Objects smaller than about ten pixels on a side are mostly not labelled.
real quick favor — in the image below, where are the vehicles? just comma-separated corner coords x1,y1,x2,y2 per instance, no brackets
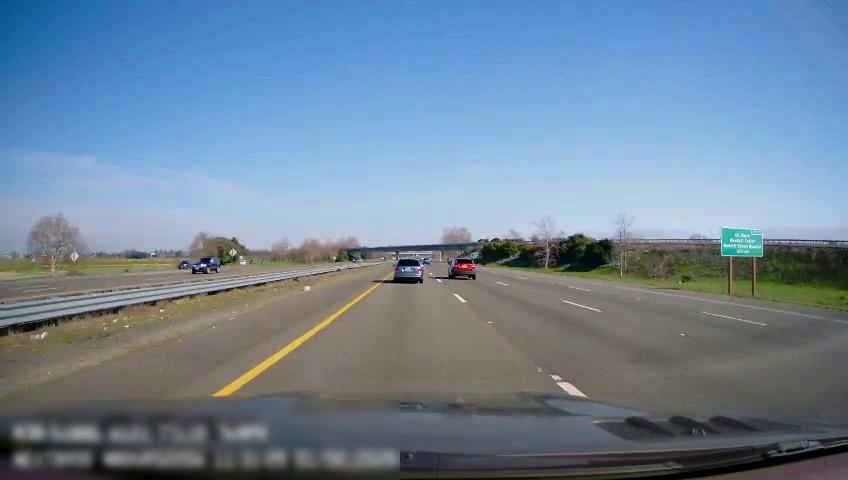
422,257,431,265
191,256,220,274
393,259,424,284
178,260,193,270
448,257,478,280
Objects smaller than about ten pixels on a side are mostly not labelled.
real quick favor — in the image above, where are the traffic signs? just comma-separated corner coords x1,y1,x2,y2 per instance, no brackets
720,226,764,258
67,250,81,262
